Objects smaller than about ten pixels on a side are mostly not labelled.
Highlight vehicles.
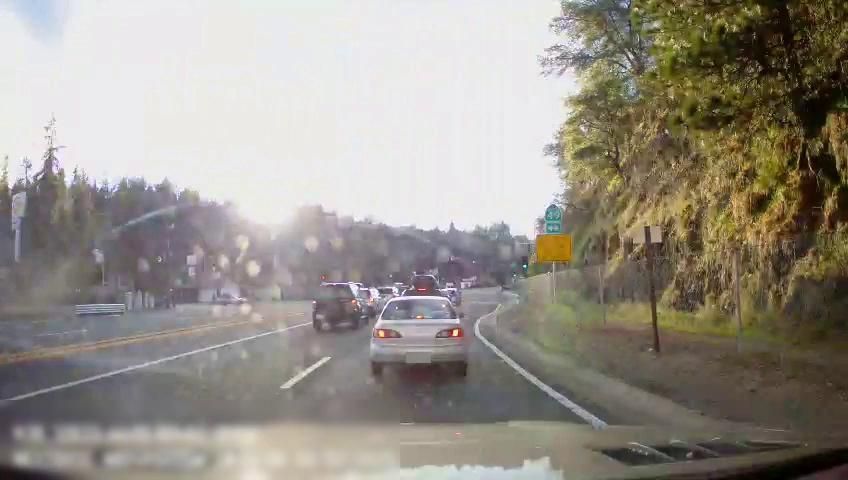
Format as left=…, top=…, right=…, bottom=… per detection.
left=361, top=287, right=389, bottom=318
left=441, top=288, right=457, bottom=304
left=450, top=287, right=462, bottom=305
left=313, top=281, right=374, bottom=331
left=216, top=290, right=246, bottom=306
left=406, top=275, right=443, bottom=297
left=372, top=296, right=466, bottom=372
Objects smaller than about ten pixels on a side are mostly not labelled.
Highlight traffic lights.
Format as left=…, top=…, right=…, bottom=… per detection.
left=520, top=255, right=529, bottom=272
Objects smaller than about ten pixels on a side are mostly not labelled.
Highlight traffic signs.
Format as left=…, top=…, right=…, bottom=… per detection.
left=535, top=234, right=573, bottom=262
left=543, top=221, right=562, bottom=235
left=544, top=203, right=562, bottom=221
